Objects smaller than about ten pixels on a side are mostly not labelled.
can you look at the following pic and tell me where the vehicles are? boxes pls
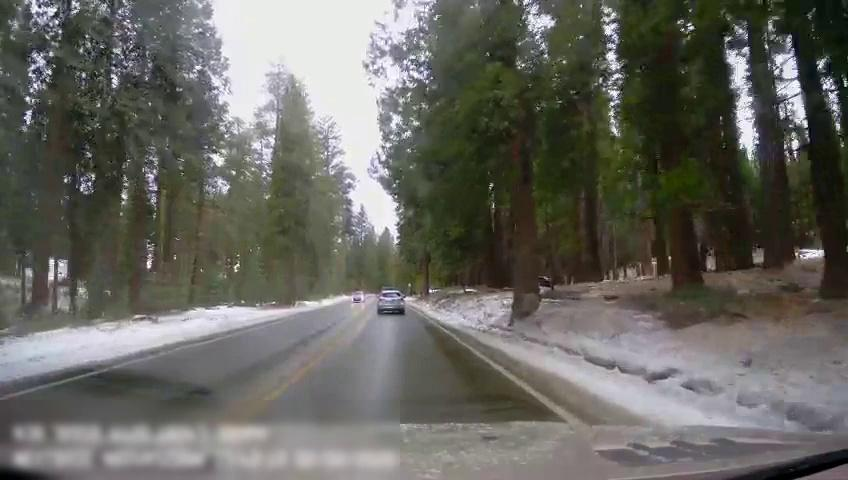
[350,290,366,303]
[376,291,405,316]
[381,286,399,292]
